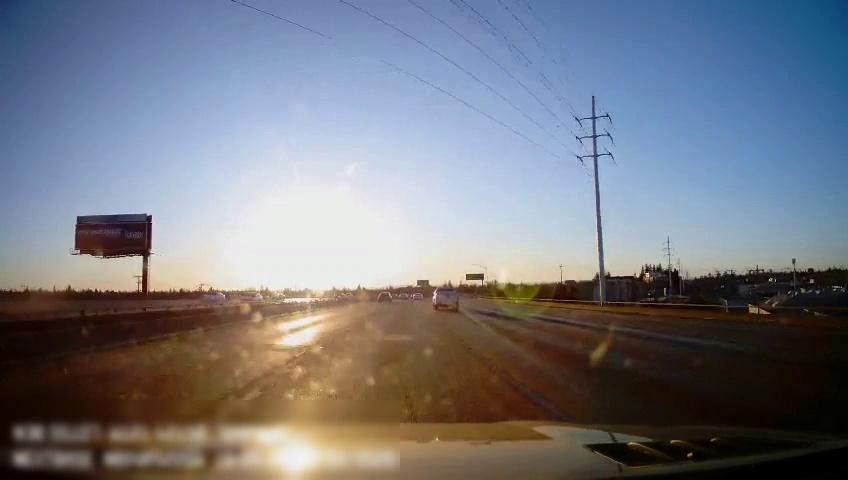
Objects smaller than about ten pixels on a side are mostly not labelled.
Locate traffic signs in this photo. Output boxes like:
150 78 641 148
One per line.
465 272 485 281
417 280 430 287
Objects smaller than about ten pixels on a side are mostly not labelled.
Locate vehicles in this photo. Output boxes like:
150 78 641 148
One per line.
397 293 409 301
240 291 263 304
377 291 393 304
431 286 460 312
412 292 424 301
201 292 225 307
266 292 287 303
